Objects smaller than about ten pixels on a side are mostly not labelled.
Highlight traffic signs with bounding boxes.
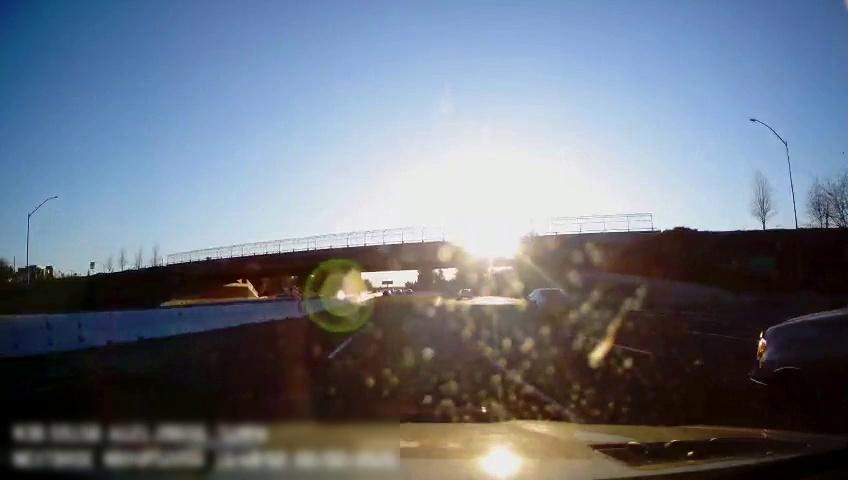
[747,256,775,276]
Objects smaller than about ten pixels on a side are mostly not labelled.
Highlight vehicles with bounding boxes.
[749,305,848,430]
[458,288,473,300]
[523,288,569,317]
